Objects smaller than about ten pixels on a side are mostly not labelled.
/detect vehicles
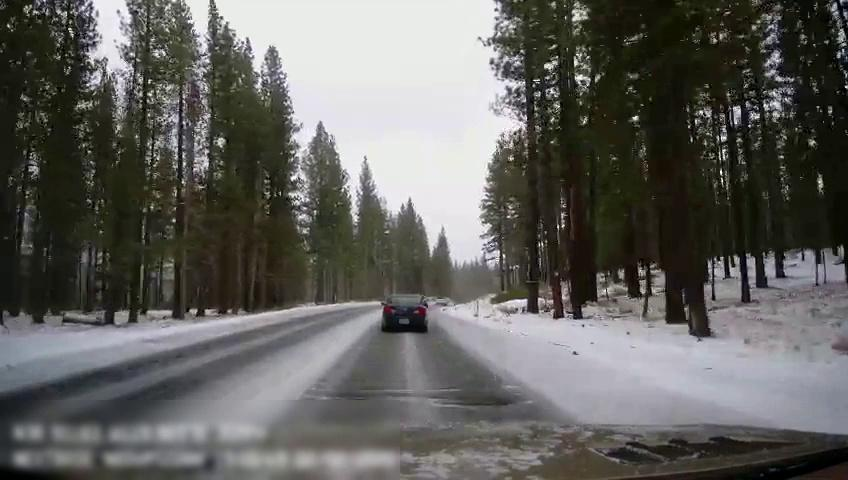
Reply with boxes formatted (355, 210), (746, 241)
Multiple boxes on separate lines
(435, 297), (449, 307)
(380, 294), (428, 332)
